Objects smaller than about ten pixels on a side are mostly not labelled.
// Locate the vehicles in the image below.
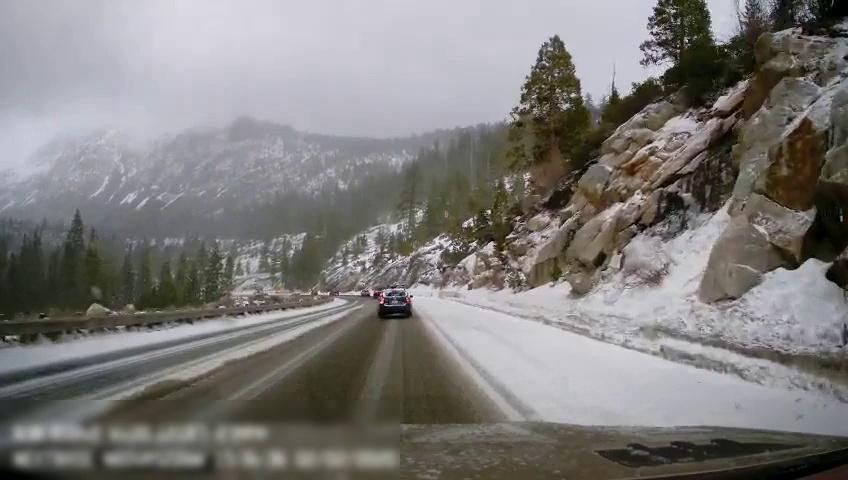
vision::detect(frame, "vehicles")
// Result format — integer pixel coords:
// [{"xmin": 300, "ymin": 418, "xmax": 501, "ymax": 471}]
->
[
  {"xmin": 373, "ymin": 286, "xmax": 385, "ymax": 299},
  {"xmin": 377, "ymin": 284, "xmax": 413, "ymax": 318}
]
